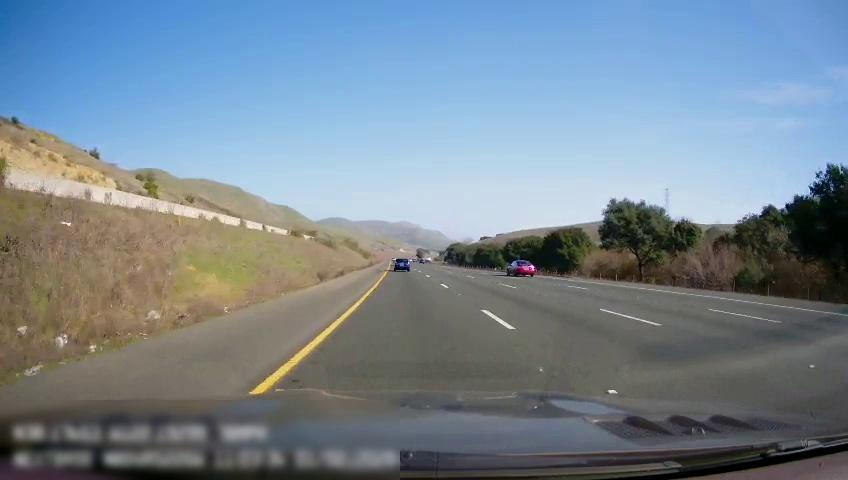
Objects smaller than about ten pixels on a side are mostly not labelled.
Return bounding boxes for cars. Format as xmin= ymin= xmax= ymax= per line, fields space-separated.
xmin=393 ymin=258 xmax=411 ymax=272
xmin=506 ymin=260 xmax=536 ymax=277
